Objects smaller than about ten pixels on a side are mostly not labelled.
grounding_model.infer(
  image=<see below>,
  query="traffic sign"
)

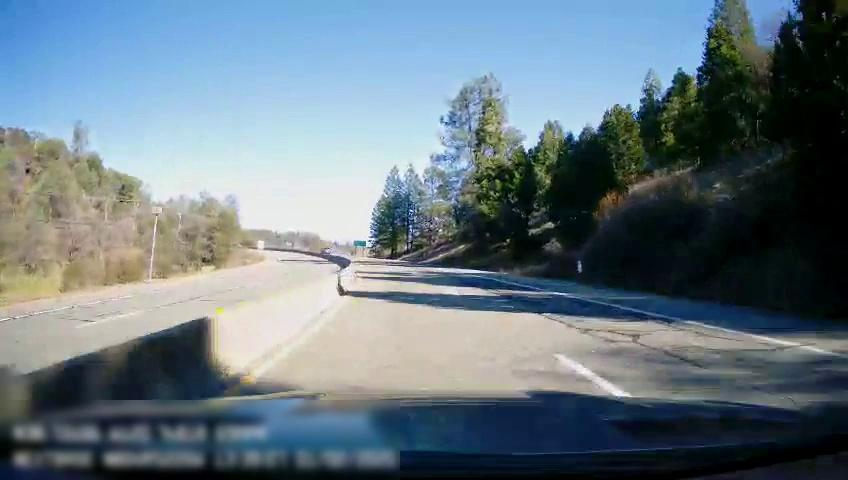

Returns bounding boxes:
[352,239,368,248]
